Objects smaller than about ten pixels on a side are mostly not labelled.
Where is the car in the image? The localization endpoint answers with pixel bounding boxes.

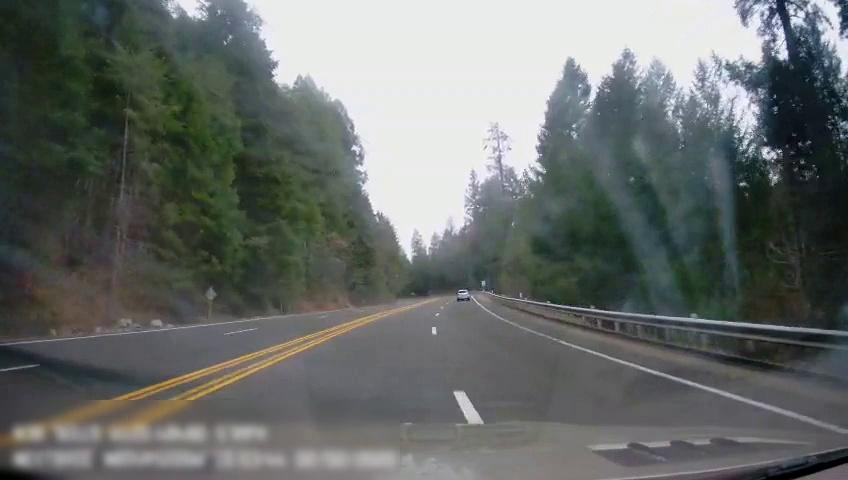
[455,289,471,302]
